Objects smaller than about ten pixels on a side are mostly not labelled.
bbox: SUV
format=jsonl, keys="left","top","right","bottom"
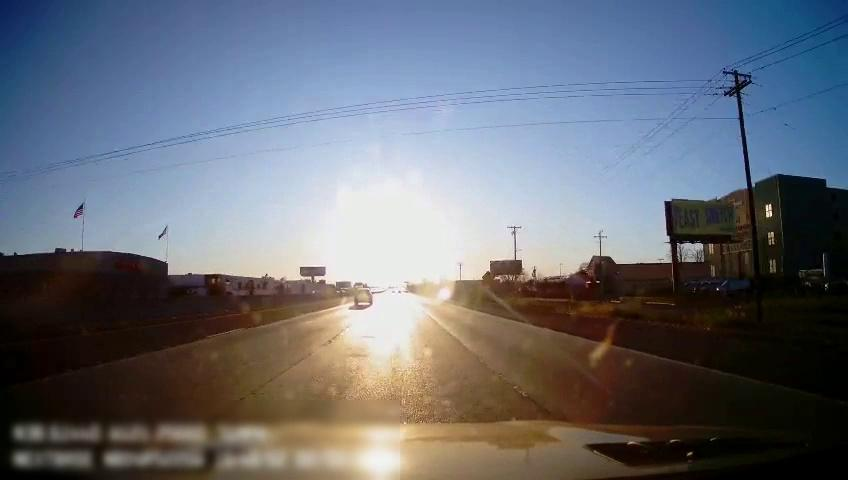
{"left": 354, "top": 288, "right": 373, "bottom": 306}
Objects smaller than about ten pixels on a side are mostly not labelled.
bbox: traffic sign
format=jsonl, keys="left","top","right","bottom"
{"left": 482, "top": 271, "right": 495, "bottom": 285}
